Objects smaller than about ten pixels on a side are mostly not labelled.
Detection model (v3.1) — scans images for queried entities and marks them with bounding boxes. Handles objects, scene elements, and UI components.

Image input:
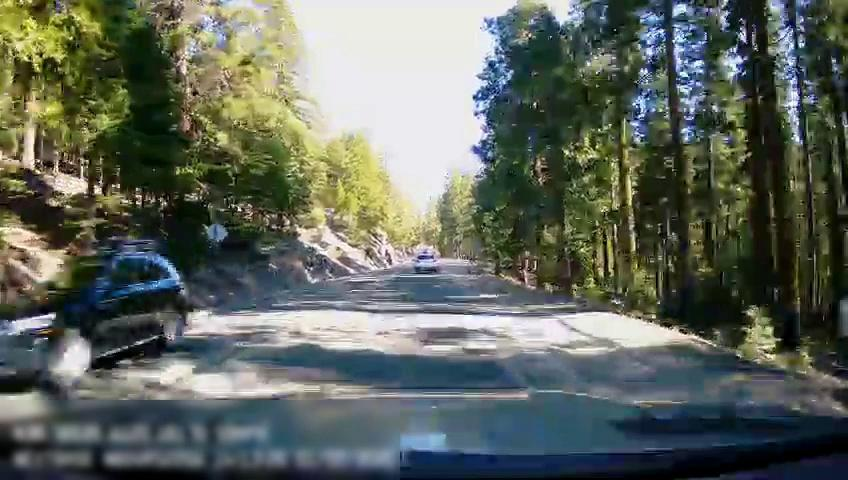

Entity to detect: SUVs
[415,254,439,275]
[0,245,192,390]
